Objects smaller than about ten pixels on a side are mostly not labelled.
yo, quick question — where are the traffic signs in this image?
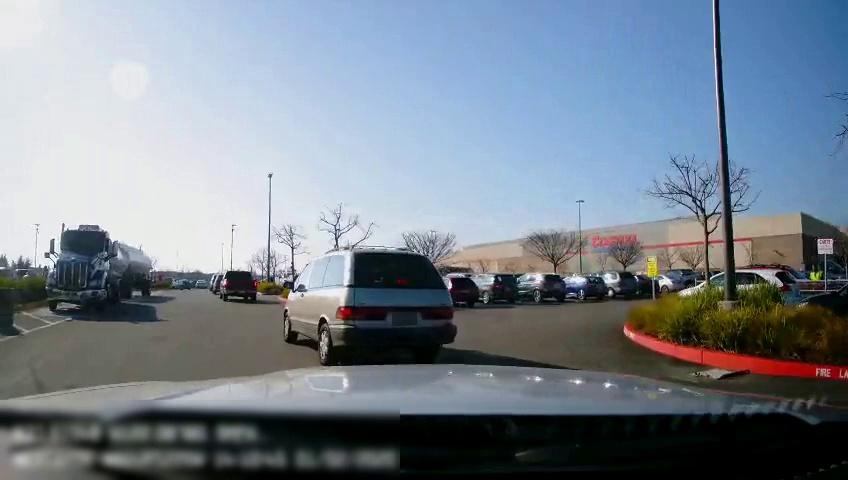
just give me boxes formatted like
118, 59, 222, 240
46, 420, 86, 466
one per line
646, 255, 659, 280
816, 237, 834, 256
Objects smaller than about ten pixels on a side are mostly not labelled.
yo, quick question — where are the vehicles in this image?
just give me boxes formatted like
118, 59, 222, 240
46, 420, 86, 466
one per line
601, 270, 638, 298
282, 247, 459, 367
634, 273, 660, 298
44, 223, 129, 312
212, 274, 224, 295
208, 274, 217, 291
443, 273, 479, 306
666, 267, 699, 289
655, 272, 686, 295
785, 281, 848, 316
471, 272, 519, 305
563, 273, 607, 301
179, 280, 191, 290
219, 270, 258, 302
741, 262, 810, 283
680, 267, 799, 295
195, 279, 208, 288
517, 271, 568, 303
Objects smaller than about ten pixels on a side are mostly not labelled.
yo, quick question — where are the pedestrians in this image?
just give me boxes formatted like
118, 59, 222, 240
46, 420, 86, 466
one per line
809, 262, 821, 281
